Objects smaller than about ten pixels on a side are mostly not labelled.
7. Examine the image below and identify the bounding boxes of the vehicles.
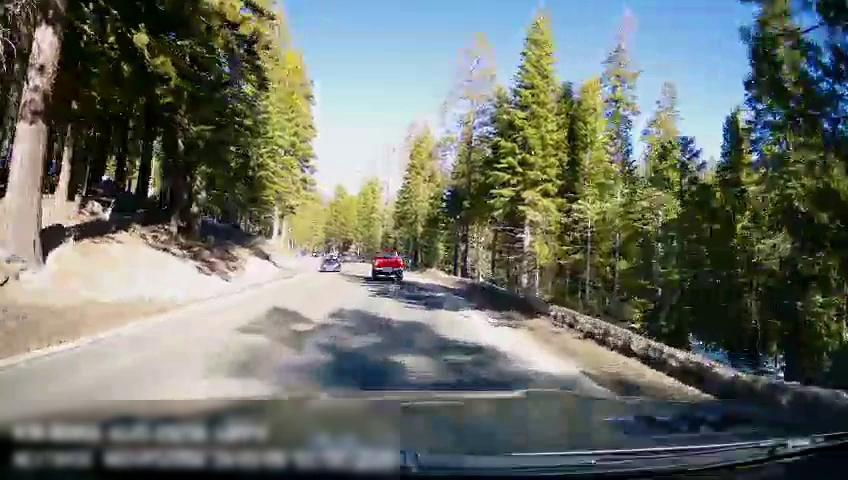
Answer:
[342,252,359,263]
[370,249,404,281]
[318,257,341,272]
